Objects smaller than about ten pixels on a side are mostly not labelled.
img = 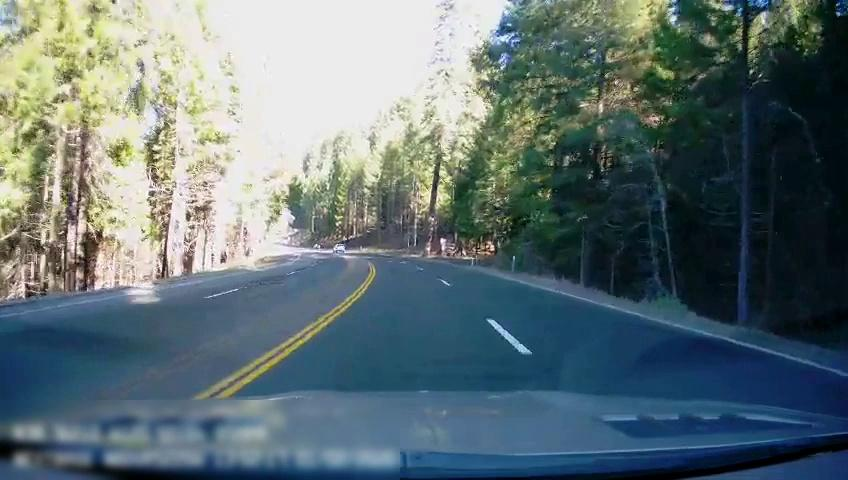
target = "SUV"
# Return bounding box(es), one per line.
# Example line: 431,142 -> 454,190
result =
332,243 -> 345,254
